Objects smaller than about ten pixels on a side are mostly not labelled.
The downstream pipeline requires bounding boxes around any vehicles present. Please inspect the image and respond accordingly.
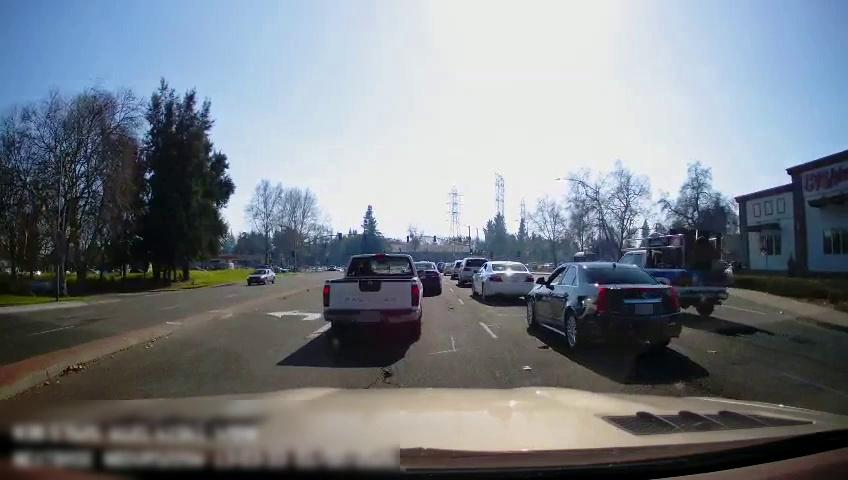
[455,257,488,287]
[470,260,535,302]
[452,258,465,279]
[525,260,681,354]
[414,260,442,297]
[247,267,276,287]
[442,262,453,278]
[322,252,429,341]
[618,231,729,316]
[28,279,57,295]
